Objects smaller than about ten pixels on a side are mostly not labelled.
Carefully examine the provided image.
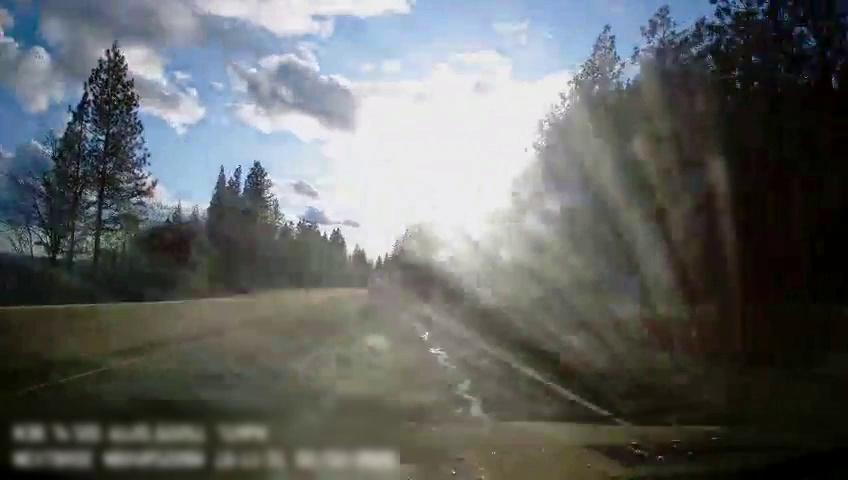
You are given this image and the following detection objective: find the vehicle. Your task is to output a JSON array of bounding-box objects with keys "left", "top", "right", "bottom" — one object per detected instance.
[{"left": 367, "top": 279, "right": 390, "bottom": 301}]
